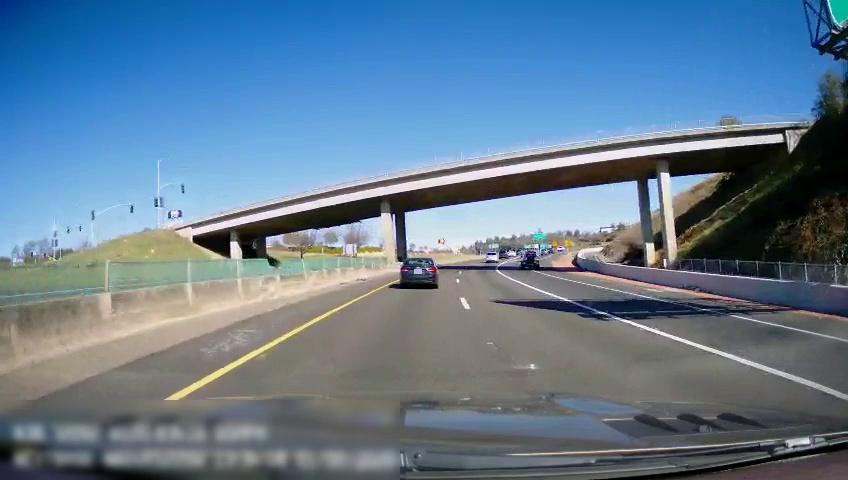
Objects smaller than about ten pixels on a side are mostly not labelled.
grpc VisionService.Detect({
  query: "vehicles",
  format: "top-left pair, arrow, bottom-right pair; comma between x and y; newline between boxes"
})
399,255 -> 440,288
497,249 -> 510,259
485,251 -> 499,263
520,251 -> 541,270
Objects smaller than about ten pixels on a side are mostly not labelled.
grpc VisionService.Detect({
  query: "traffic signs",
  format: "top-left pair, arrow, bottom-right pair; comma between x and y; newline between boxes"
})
534,232 -> 546,238
831,0 -> 848,33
